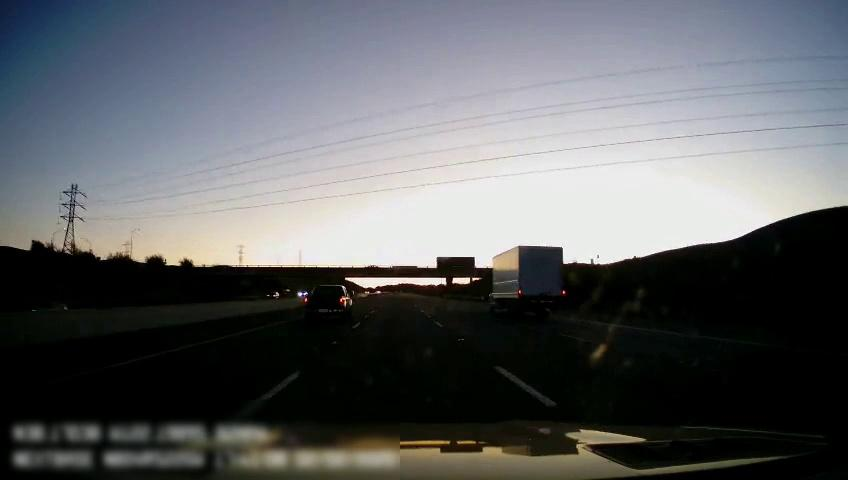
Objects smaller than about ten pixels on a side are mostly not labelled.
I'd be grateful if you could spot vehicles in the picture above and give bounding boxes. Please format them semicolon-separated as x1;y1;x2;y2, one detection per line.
265;290;280;300
303;284;353;321
297;289;308;298
489;244;566;318
30;302;67;312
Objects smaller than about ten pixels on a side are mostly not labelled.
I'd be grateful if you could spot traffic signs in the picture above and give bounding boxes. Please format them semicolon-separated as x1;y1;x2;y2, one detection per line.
393;264;417;270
